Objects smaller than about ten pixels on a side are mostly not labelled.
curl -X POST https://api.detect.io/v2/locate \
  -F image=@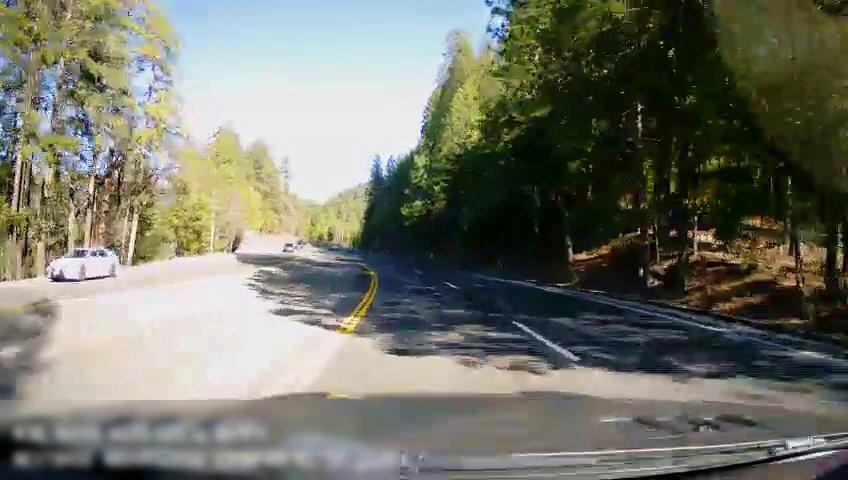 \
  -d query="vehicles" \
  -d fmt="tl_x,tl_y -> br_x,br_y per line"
47,247 -> 122,283
293,239 -> 305,250
281,242 -> 296,254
